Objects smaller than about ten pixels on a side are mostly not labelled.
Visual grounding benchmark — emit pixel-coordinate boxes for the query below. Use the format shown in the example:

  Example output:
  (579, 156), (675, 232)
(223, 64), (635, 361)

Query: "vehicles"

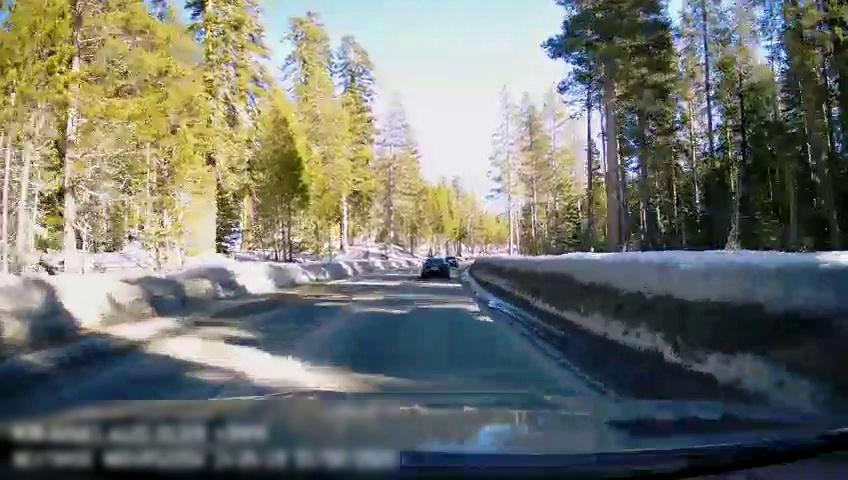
(443, 256), (460, 269)
(420, 257), (449, 279)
